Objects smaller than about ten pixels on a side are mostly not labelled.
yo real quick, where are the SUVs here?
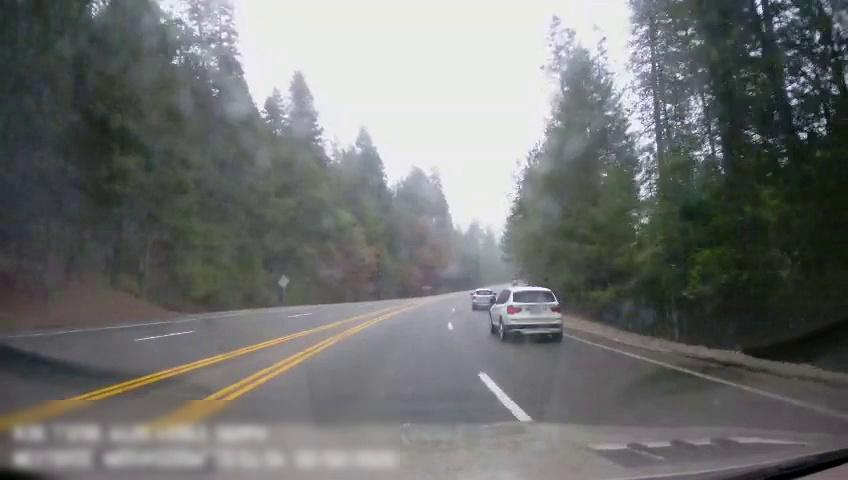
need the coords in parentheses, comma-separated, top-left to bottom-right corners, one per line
(489, 287, 562, 342)
(470, 289, 497, 310)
